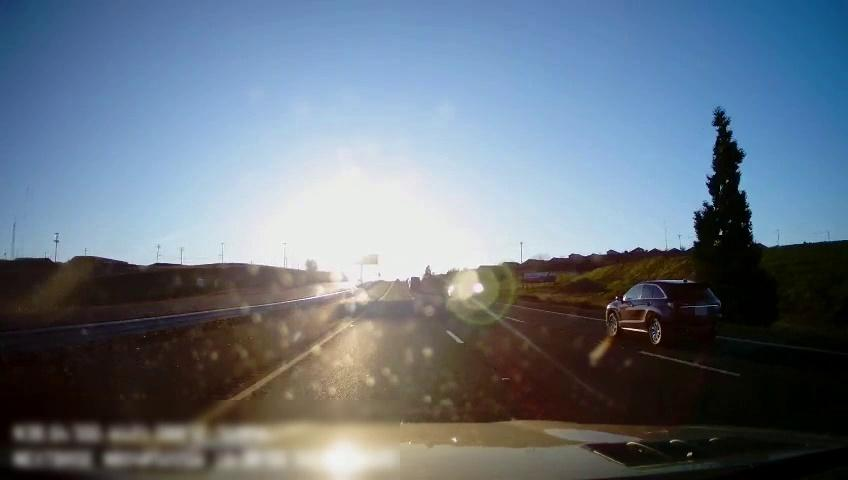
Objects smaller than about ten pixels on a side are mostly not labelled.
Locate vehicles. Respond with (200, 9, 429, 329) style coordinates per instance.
(445, 285, 462, 298)
(410, 276, 420, 291)
(605, 280, 723, 348)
